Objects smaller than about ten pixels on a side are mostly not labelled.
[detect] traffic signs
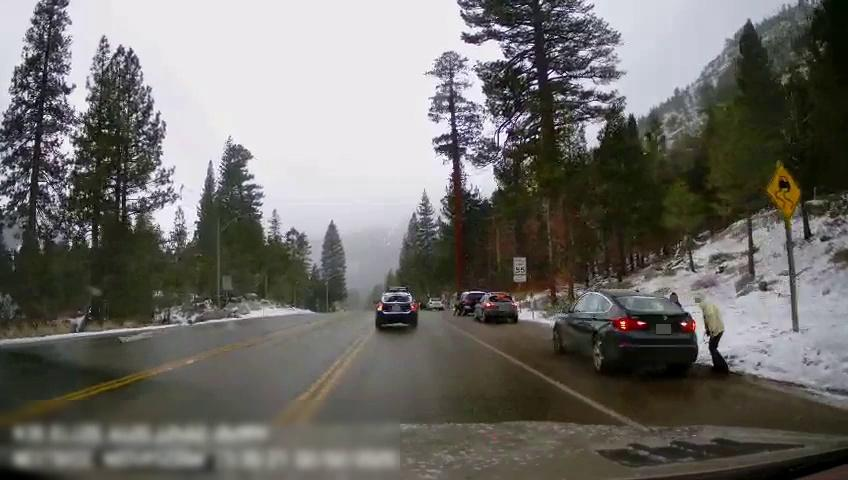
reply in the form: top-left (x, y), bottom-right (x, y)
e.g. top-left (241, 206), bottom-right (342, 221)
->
top-left (513, 274), bottom-right (527, 283)
top-left (764, 163), bottom-right (801, 218)
top-left (512, 256), bottom-right (528, 275)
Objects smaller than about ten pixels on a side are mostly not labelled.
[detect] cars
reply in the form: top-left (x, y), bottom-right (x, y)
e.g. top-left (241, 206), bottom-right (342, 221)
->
top-left (425, 297), bottom-right (446, 311)
top-left (551, 288), bottom-right (700, 375)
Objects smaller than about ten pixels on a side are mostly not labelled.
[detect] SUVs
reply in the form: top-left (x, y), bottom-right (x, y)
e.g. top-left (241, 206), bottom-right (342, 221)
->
top-left (474, 291), bottom-right (519, 324)
top-left (457, 291), bottom-right (488, 317)
top-left (372, 285), bottom-right (418, 330)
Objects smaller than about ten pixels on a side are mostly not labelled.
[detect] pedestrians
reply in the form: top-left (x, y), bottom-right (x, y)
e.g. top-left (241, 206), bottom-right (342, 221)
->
top-left (693, 291), bottom-right (730, 374)
top-left (419, 301), bottom-right (427, 311)
top-left (452, 299), bottom-right (466, 317)
top-left (669, 290), bottom-right (680, 307)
